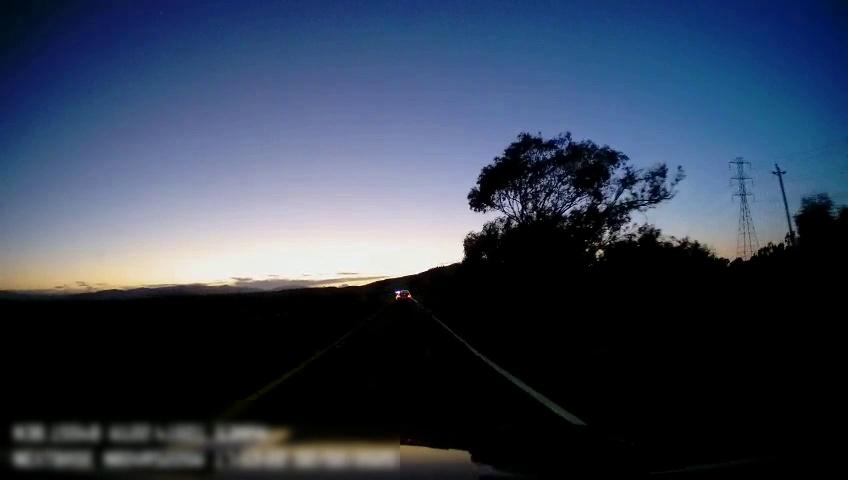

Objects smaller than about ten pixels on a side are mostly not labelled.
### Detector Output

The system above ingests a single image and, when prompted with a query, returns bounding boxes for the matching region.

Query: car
[395,289,412,303]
